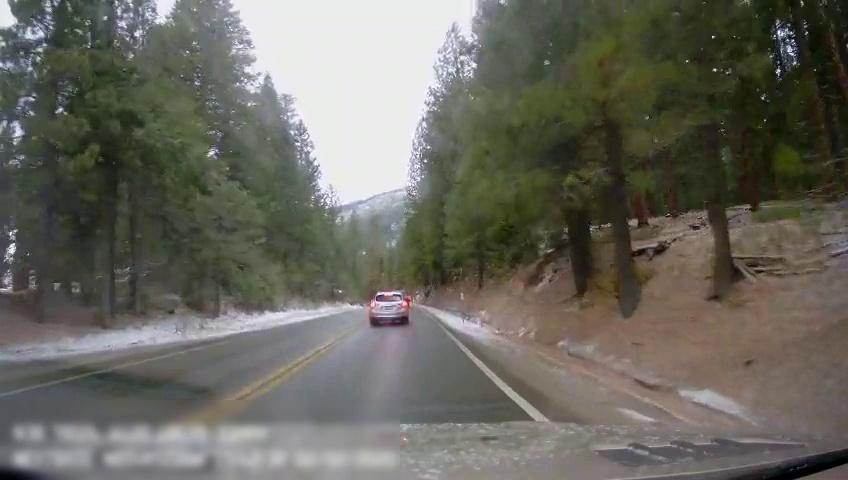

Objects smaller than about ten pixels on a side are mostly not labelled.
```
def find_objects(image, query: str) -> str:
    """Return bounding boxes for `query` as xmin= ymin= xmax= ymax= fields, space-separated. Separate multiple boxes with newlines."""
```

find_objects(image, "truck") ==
xmin=403 ymin=293 xmax=414 ymax=306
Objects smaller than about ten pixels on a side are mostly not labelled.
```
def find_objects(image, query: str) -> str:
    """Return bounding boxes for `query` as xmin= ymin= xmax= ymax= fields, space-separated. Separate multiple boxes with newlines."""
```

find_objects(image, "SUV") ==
xmin=369 ymin=291 xmax=409 ymax=326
